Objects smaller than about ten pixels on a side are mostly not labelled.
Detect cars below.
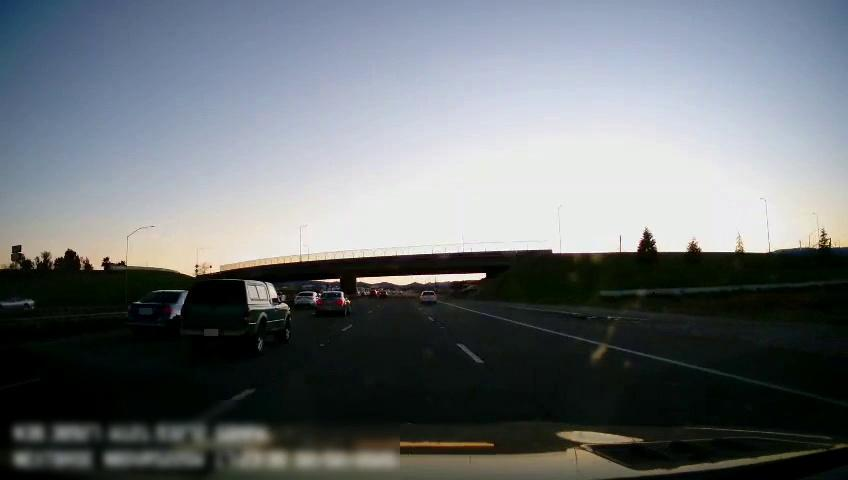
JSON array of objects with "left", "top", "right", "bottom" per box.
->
[
  {"left": 294, "top": 291, "right": 319, "bottom": 311},
  {"left": 0, "top": 294, "right": 36, "bottom": 315},
  {"left": 315, "top": 291, "right": 352, "bottom": 317},
  {"left": 124, "top": 289, "right": 190, "bottom": 341}
]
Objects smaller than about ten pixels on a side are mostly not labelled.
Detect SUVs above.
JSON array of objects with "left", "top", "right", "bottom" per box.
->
[
  {"left": 421, "top": 291, "right": 439, "bottom": 304},
  {"left": 180, "top": 278, "right": 292, "bottom": 358}
]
